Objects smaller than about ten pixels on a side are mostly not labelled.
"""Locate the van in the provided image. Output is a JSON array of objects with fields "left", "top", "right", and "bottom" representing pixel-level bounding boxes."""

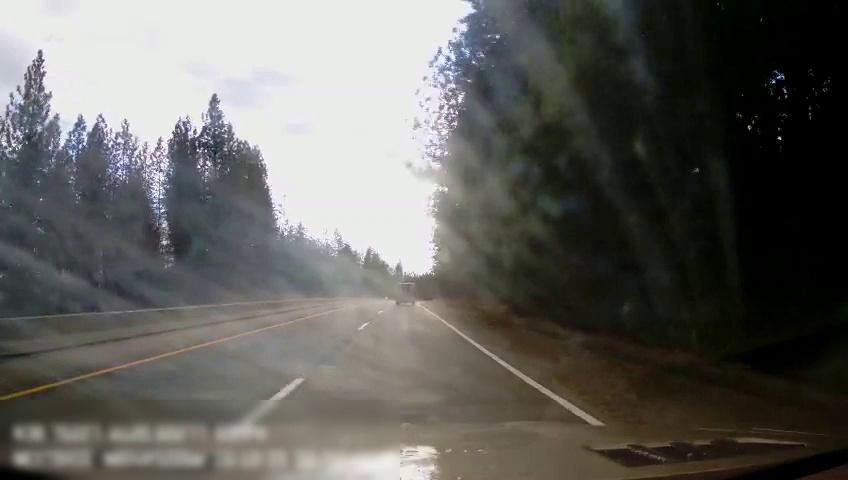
[{"left": 395, "top": 282, "right": 416, "bottom": 306}]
